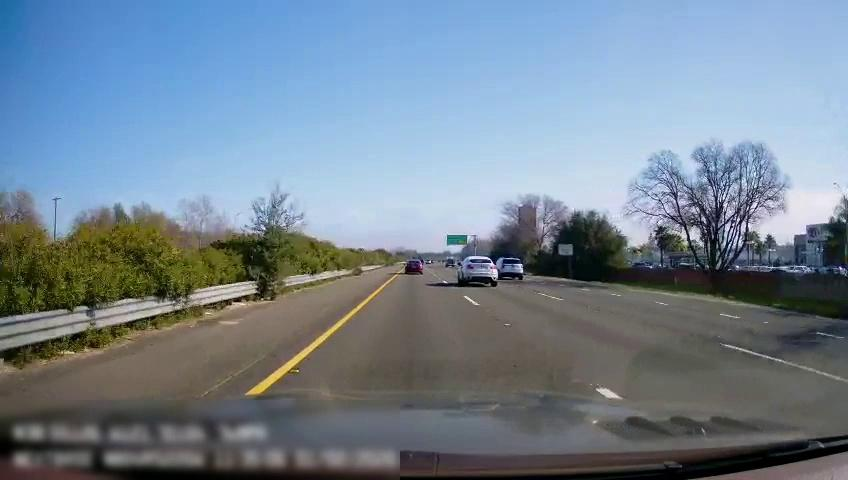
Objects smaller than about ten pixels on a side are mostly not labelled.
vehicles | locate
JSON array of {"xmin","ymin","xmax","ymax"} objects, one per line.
[
  {"xmin": 457, "ymin": 256, "xmax": 499, "ymax": 288},
  {"xmin": 495, "ymin": 256, "xmax": 524, "ymax": 281},
  {"xmin": 445, "ymin": 259, "xmax": 455, "ymax": 268},
  {"xmin": 404, "ymin": 259, "xmax": 424, "ymax": 275}
]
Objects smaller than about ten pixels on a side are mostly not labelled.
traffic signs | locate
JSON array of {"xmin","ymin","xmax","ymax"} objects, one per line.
[{"xmin": 447, "ymin": 234, "xmax": 467, "ymax": 245}]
